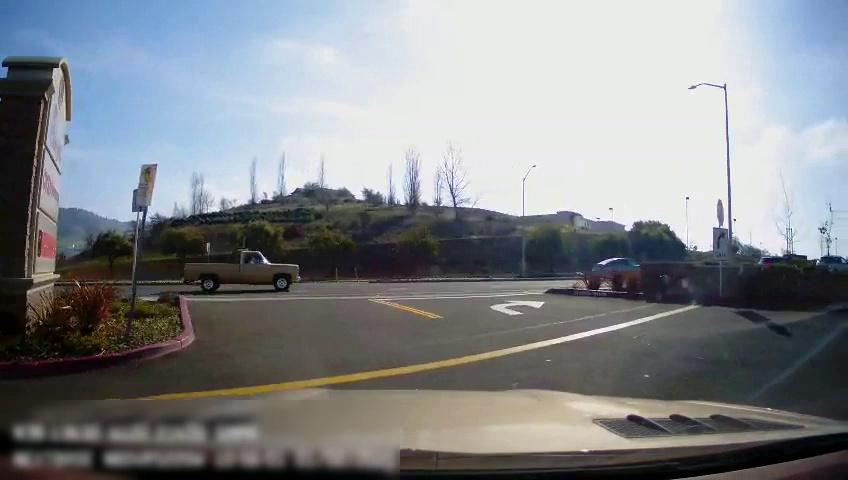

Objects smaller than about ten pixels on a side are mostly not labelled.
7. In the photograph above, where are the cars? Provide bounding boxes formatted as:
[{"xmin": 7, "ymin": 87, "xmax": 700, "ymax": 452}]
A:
[{"xmin": 591, "ymin": 257, "xmax": 640, "ymax": 272}]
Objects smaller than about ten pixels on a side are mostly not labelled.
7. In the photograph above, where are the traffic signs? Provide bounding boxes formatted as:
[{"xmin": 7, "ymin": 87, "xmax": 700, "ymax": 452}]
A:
[
  {"xmin": 717, "ymin": 199, "xmax": 725, "ymax": 225},
  {"xmin": 712, "ymin": 227, "xmax": 731, "ymax": 260}
]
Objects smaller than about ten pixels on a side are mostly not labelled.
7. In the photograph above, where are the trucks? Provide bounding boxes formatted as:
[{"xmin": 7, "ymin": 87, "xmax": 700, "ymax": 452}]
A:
[{"xmin": 183, "ymin": 249, "xmax": 302, "ymax": 293}]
